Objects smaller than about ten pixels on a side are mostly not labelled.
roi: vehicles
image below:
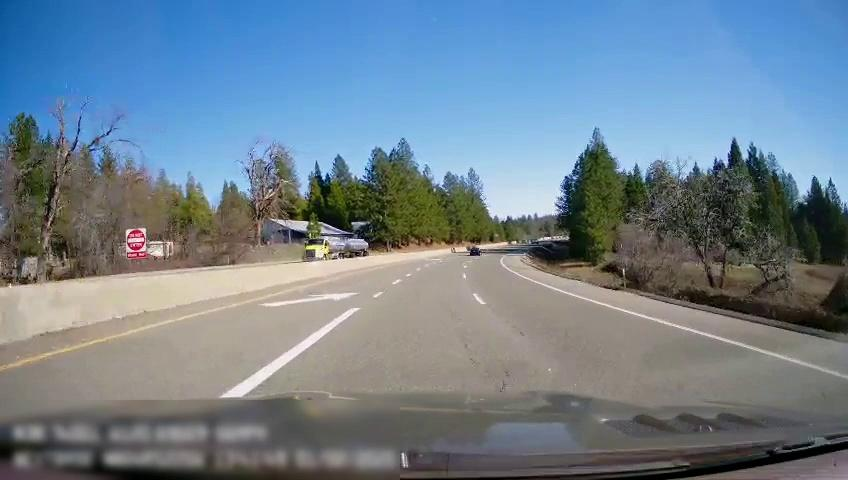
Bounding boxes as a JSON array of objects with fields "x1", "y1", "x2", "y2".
[
  {"x1": 469, "y1": 246, "x2": 481, "y2": 256},
  {"x1": 302, "y1": 235, "x2": 370, "y2": 263}
]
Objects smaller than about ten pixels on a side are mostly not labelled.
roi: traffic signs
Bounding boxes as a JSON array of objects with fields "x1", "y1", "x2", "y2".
[{"x1": 124, "y1": 226, "x2": 149, "y2": 260}]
